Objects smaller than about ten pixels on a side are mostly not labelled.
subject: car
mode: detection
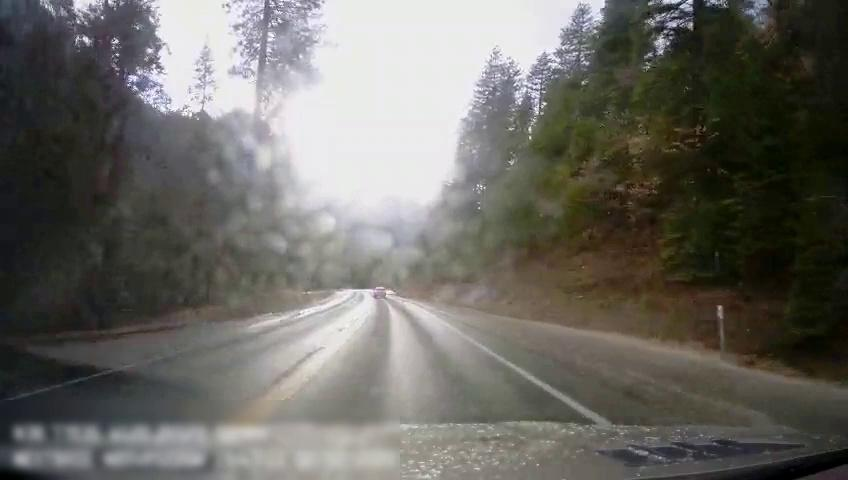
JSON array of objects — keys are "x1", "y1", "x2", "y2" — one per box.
[{"x1": 373, "y1": 286, "x2": 387, "y2": 299}]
